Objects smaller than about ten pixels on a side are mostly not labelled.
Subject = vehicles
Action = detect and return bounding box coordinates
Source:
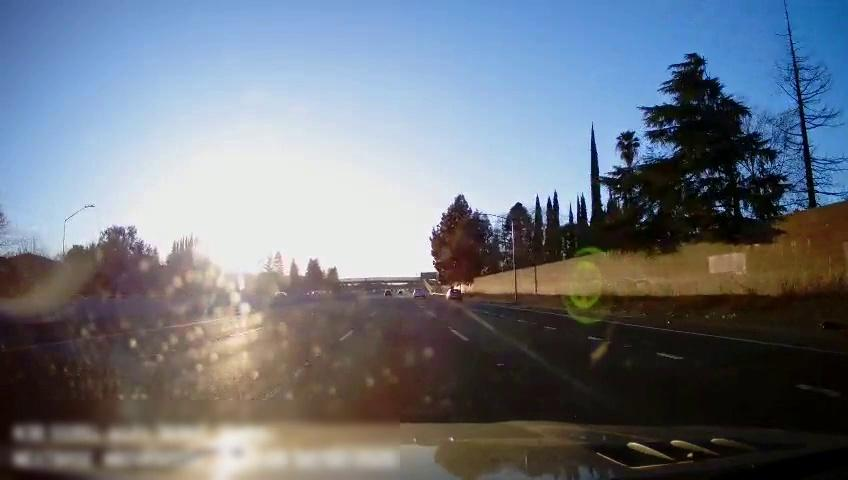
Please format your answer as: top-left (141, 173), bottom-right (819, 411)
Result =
top-left (412, 287), bottom-right (428, 299)
top-left (446, 288), bottom-right (464, 301)
top-left (383, 289), bottom-right (393, 297)
top-left (274, 291), bottom-right (288, 298)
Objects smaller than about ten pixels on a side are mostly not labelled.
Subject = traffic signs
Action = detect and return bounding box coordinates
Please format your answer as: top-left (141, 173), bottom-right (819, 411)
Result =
top-left (420, 272), bottom-right (439, 280)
